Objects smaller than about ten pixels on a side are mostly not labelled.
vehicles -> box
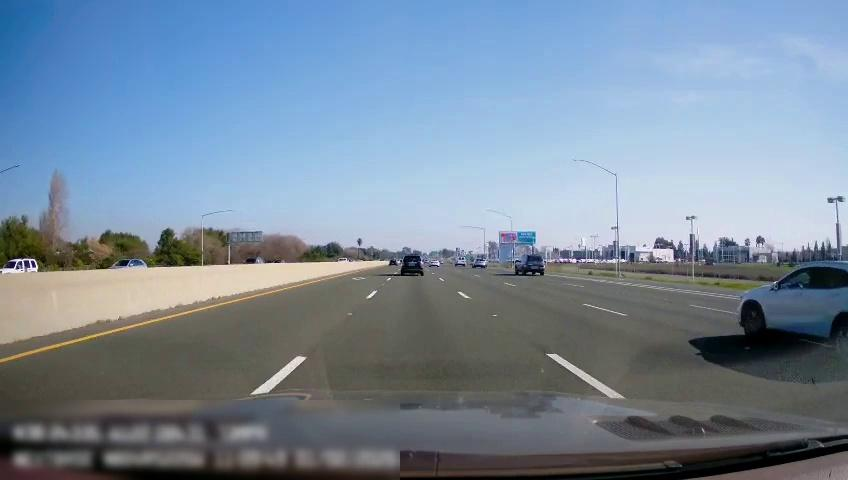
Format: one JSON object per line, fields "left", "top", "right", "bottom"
{"left": 400, "top": 254, "right": 425, "bottom": 277}
{"left": 471, "top": 257, "right": 488, "bottom": 269}
{"left": 336, "top": 257, "right": 351, "bottom": 263}
{"left": 242, "top": 255, "right": 265, "bottom": 265}
{"left": 0, "top": 256, "right": 39, "bottom": 274}
{"left": 266, "top": 257, "right": 286, "bottom": 264}
{"left": 514, "top": 254, "right": 546, "bottom": 277}
{"left": 429, "top": 259, "right": 440, "bottom": 268}
{"left": 454, "top": 256, "right": 466, "bottom": 267}
{"left": 736, "top": 259, "right": 848, "bottom": 355}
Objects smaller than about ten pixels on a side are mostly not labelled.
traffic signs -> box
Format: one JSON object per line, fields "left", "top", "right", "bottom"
{"left": 229, "top": 230, "right": 263, "bottom": 245}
